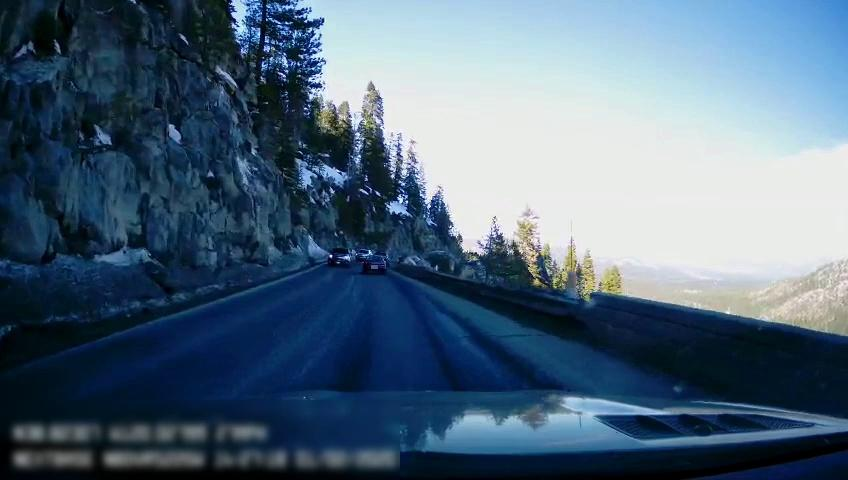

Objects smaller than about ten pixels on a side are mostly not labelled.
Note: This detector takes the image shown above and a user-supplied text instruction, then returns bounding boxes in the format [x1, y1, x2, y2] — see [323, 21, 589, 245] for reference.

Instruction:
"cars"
[360, 253, 388, 274]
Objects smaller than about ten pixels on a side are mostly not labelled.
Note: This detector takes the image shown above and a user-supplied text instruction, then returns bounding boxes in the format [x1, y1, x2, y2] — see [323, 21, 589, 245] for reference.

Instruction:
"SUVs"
[327, 248, 350, 266]
[356, 248, 374, 263]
